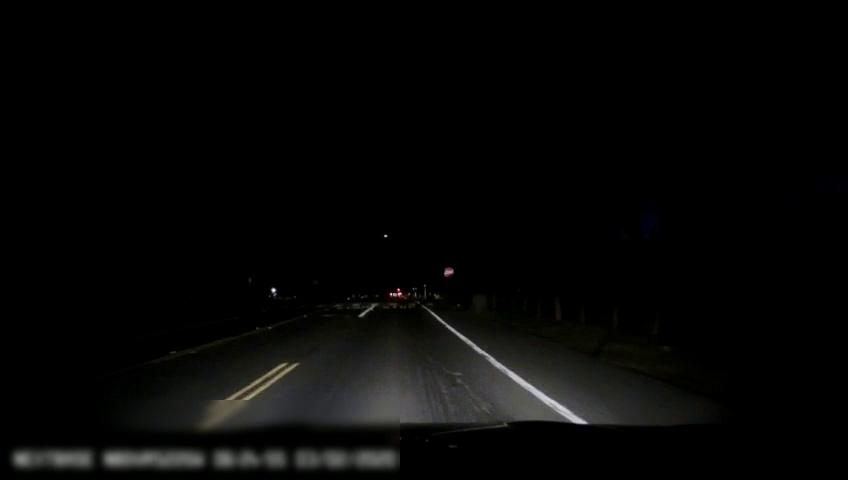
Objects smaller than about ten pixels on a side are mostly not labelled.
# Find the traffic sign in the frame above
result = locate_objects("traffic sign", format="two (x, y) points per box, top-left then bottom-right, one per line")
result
(443, 267), (454, 278)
